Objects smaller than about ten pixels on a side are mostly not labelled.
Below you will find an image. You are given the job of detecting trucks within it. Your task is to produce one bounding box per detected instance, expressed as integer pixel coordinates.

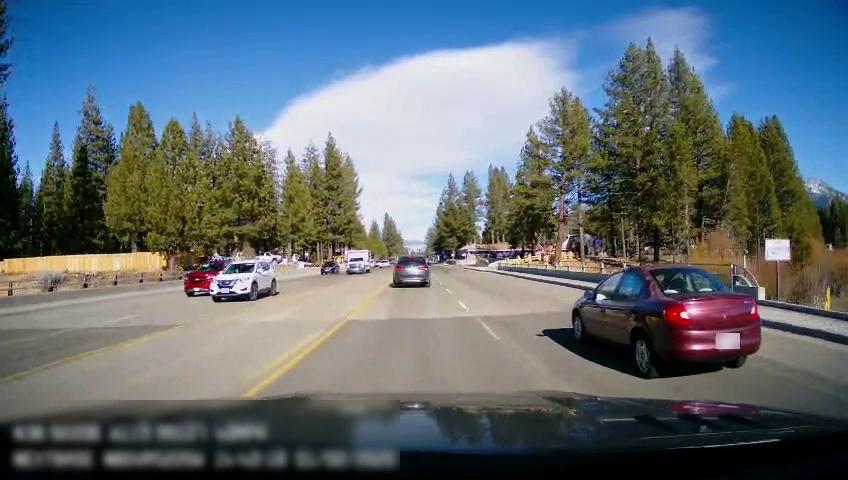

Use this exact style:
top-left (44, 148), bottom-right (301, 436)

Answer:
top-left (346, 250), bottom-right (372, 275)
top-left (255, 252), bottom-right (282, 265)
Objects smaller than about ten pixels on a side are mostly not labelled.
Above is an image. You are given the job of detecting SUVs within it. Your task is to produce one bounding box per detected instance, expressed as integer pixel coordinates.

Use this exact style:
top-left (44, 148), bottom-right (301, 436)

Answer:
top-left (211, 260), bottom-right (277, 303)
top-left (393, 257), bottom-right (430, 288)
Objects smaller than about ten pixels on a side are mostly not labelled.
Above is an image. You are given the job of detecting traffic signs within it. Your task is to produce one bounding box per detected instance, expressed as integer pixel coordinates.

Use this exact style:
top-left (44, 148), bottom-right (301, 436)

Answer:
top-left (767, 239), bottom-right (792, 261)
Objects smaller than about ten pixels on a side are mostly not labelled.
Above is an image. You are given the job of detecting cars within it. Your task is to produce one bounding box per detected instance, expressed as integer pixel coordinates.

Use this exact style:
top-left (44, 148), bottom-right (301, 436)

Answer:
top-left (571, 264), bottom-right (762, 381)
top-left (320, 261), bottom-right (340, 275)
top-left (184, 263), bottom-right (228, 297)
